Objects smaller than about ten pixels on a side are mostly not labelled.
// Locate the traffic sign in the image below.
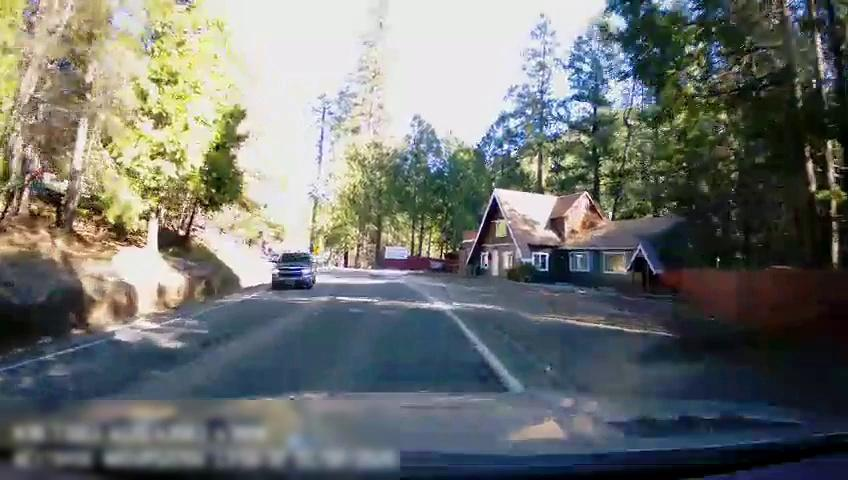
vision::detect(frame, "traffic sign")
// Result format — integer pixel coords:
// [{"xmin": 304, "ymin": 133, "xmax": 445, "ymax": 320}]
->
[{"xmin": 312, "ymin": 243, "xmax": 320, "ymax": 256}]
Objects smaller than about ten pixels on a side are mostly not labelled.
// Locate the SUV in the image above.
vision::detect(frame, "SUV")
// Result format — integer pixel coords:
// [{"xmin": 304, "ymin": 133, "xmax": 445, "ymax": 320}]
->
[{"xmin": 272, "ymin": 253, "xmax": 315, "ymax": 291}]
